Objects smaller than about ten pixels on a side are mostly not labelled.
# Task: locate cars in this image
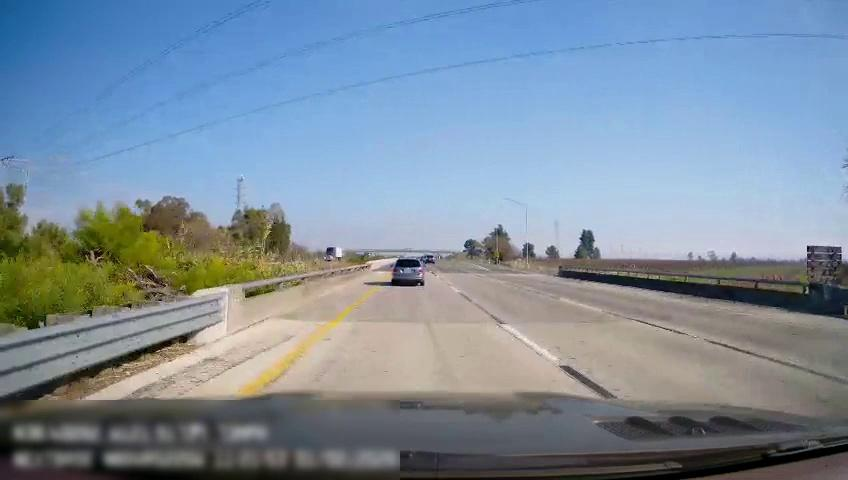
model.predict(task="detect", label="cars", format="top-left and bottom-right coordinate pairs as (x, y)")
top-left (391, 259), bottom-right (426, 287)
top-left (423, 254), bottom-right (436, 265)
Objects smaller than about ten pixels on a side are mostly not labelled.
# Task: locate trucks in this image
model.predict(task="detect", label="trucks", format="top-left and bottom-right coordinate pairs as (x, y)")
top-left (323, 246), bottom-right (343, 262)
